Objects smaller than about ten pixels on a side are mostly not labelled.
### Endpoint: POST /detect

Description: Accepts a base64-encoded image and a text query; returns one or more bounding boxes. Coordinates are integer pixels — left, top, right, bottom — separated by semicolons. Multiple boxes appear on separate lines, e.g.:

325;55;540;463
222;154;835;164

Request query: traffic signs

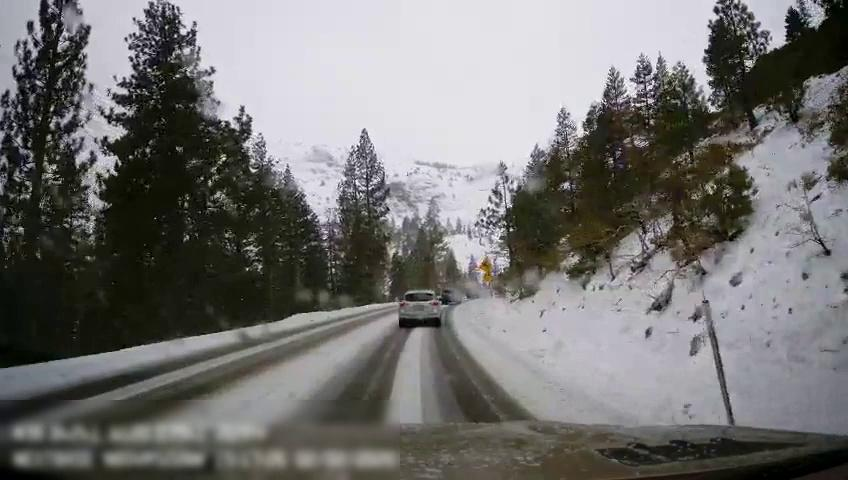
478;257;495;274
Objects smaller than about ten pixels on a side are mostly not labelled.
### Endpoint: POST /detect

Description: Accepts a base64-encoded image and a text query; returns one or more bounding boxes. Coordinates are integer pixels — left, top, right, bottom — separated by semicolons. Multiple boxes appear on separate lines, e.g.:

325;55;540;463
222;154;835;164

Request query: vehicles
441;287;462;305
398;289;442;328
